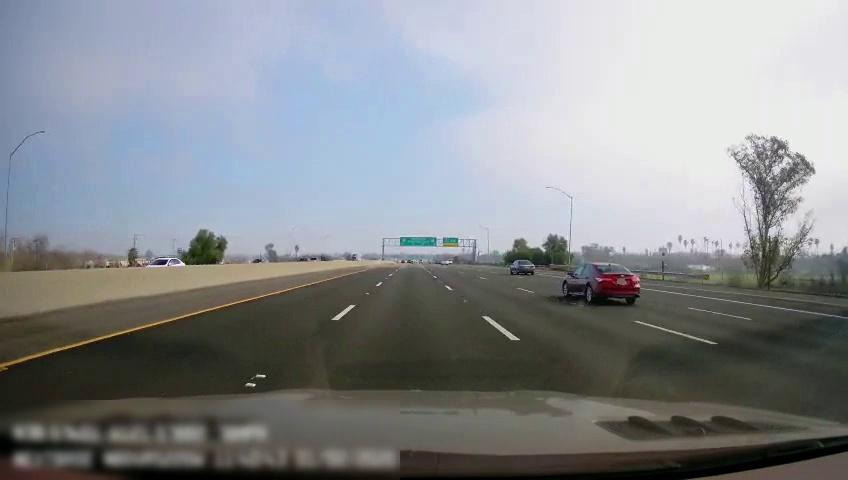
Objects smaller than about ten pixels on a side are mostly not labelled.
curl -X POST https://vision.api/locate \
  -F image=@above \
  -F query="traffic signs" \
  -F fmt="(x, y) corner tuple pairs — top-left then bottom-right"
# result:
(399, 236), (439, 247)
(442, 236), (459, 247)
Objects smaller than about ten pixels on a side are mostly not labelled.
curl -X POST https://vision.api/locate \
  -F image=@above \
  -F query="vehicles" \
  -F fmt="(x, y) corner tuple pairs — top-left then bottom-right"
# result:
(145, 257), (186, 268)
(562, 262), (642, 306)
(250, 257), (264, 265)
(509, 260), (535, 276)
